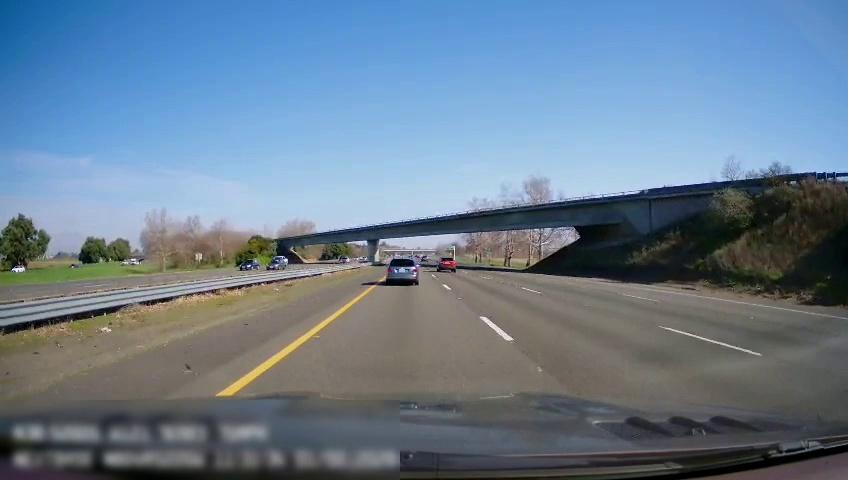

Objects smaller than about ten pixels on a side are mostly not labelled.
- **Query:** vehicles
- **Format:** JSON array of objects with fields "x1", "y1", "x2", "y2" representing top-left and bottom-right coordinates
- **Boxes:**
[
  {"x1": 437, "y1": 257, "x2": 457, "y2": 273},
  {"x1": 386, "y1": 259, "x2": 419, "y2": 285},
  {"x1": 420, "y1": 255, "x2": 429, "y2": 263},
  {"x1": 272, "y1": 255, "x2": 288, "y2": 265},
  {"x1": 338, "y1": 256, "x2": 351, "y2": 264},
  {"x1": 265, "y1": 259, "x2": 288, "y2": 271},
  {"x1": 239, "y1": 259, "x2": 261, "y2": 271}
]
